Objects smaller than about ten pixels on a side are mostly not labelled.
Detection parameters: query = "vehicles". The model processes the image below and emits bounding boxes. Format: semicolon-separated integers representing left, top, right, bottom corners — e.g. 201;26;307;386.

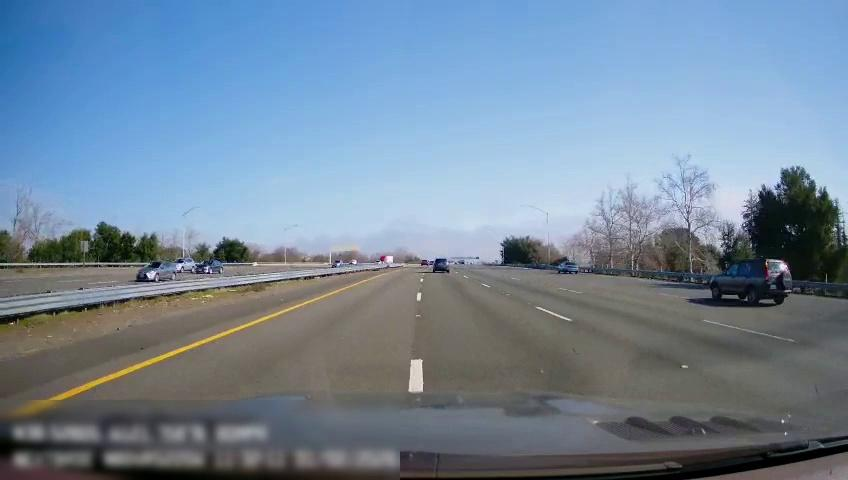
195;259;224;275
711;257;793;305
379;255;394;264
135;260;177;283
433;257;450;273
557;261;579;274
421;259;430;267
173;257;196;274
